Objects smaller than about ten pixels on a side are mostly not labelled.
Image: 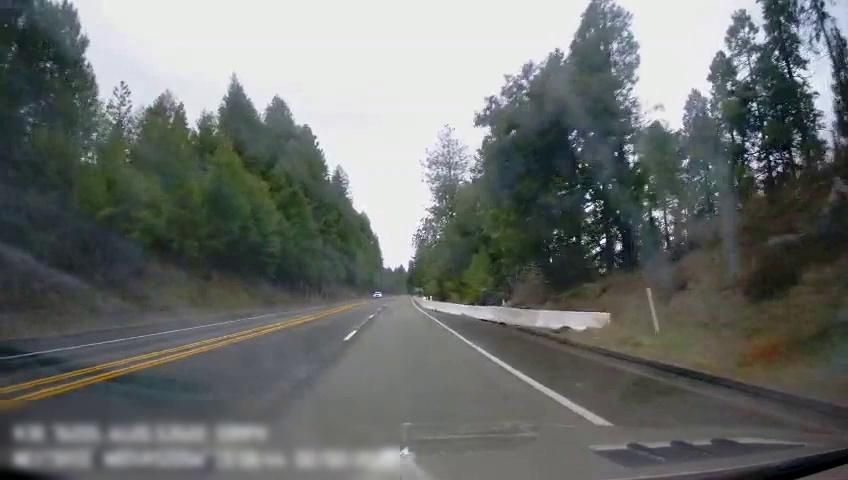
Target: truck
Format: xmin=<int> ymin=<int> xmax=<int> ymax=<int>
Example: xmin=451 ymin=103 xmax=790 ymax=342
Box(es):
xmin=372 ymin=291 xmax=383 ymax=299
